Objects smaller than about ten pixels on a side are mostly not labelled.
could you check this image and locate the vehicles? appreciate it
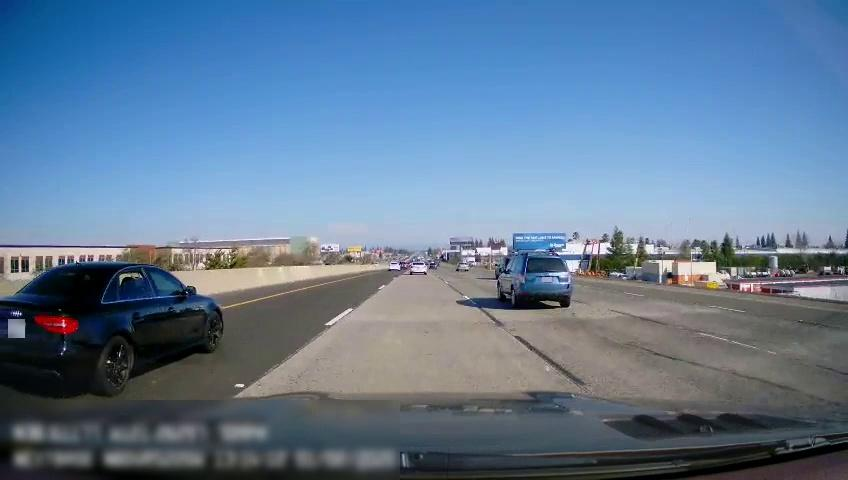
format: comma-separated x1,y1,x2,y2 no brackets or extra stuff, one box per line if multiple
493,257,514,280
496,250,574,308
455,262,469,272
0,261,225,399
387,261,401,272
409,260,428,276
